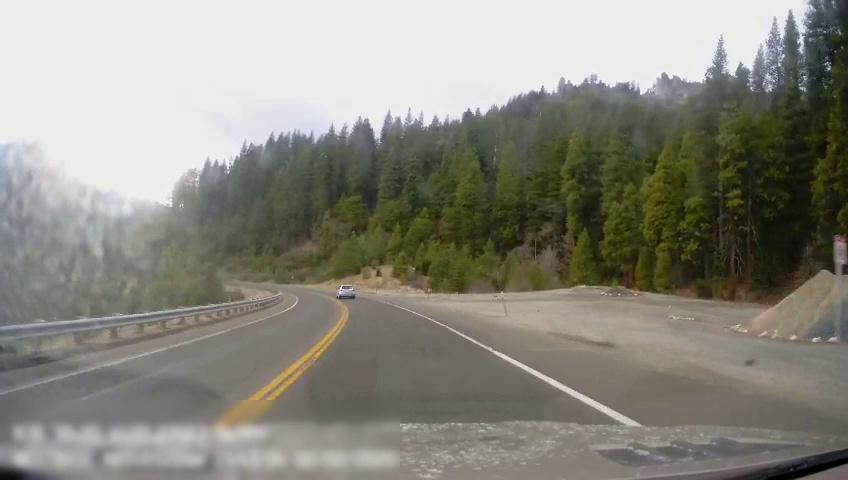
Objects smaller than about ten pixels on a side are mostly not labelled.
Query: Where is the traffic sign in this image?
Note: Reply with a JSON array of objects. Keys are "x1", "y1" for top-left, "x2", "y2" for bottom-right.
[{"x1": 831, "y1": 234, "x2": 848, "y2": 266}]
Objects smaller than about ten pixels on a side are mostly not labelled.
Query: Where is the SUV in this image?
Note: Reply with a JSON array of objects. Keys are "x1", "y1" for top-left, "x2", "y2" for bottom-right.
[{"x1": 335, "y1": 284, "x2": 356, "y2": 299}]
